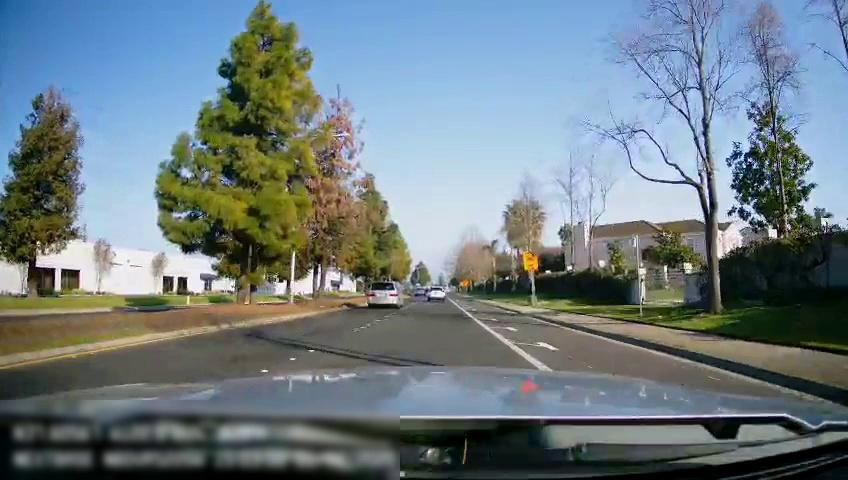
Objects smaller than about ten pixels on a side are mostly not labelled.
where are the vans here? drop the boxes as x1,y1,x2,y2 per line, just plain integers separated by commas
366,280,404,308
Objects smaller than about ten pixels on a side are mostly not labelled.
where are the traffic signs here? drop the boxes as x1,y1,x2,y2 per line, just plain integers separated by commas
522,254,540,273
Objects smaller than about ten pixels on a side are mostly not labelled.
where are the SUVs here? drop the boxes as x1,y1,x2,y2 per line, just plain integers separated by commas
427,286,446,302
414,286,426,297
